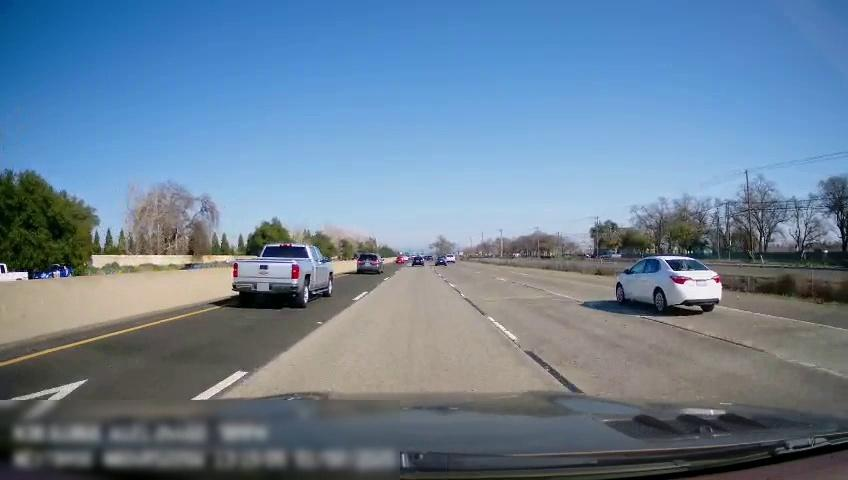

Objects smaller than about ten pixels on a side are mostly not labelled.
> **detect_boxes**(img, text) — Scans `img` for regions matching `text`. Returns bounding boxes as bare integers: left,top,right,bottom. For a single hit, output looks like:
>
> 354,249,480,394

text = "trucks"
231,242,336,309
0,263,29,281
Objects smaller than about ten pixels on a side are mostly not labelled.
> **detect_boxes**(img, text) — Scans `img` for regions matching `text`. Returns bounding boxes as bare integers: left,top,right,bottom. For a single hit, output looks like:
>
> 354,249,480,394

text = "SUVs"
356,251,385,275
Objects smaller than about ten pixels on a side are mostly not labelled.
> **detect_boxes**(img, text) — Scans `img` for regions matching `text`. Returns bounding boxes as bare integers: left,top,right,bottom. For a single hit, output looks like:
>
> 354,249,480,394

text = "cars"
615,256,722,315
30,263,75,280
411,257,424,268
